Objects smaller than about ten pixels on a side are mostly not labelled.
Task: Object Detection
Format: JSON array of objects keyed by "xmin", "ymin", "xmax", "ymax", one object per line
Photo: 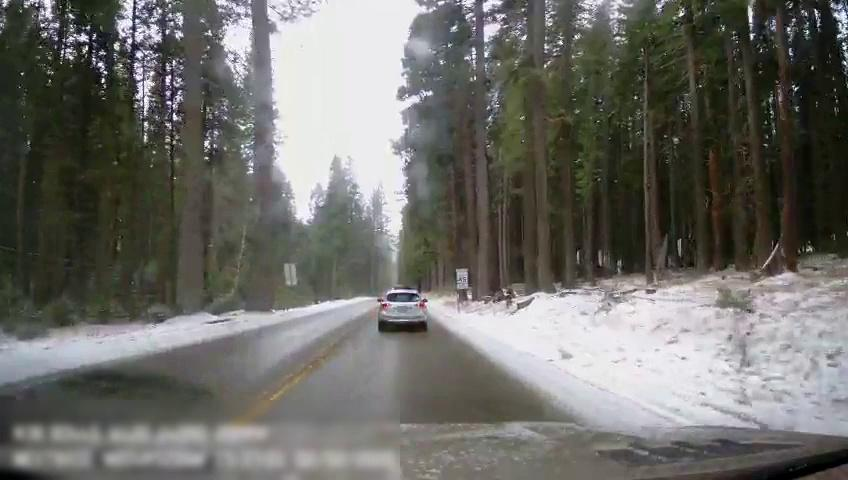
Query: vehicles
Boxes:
[
  {"xmin": 377, "ymin": 288, "xmax": 428, "ymax": 331},
  {"xmin": 392, "ymin": 283, "xmax": 410, "ymax": 291}
]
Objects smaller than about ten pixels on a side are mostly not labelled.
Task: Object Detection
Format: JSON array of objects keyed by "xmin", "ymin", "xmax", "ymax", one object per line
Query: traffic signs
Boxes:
[
  {"xmin": 456, "ymin": 282, "xmax": 469, "ymax": 290},
  {"xmin": 455, "ymin": 267, "xmax": 469, "ymax": 283}
]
